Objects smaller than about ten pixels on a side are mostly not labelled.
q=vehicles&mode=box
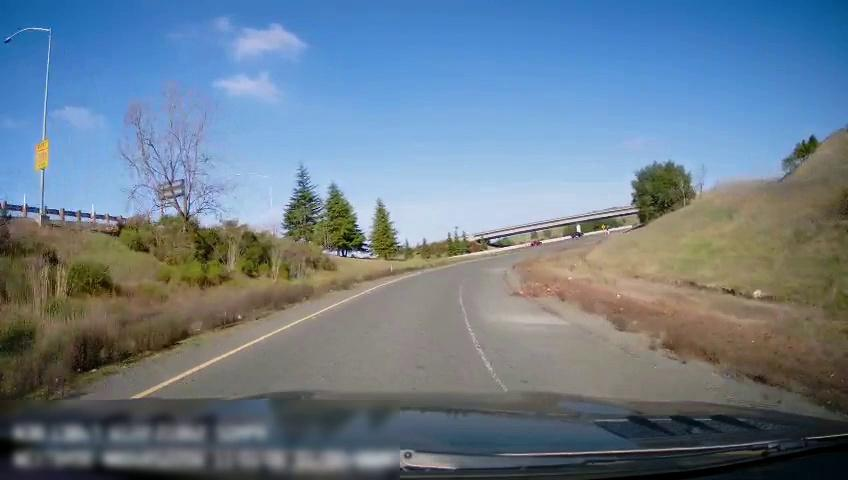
[530,240,543,247]
[570,231,583,240]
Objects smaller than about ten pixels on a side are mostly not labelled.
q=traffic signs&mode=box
[34,138,50,170]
